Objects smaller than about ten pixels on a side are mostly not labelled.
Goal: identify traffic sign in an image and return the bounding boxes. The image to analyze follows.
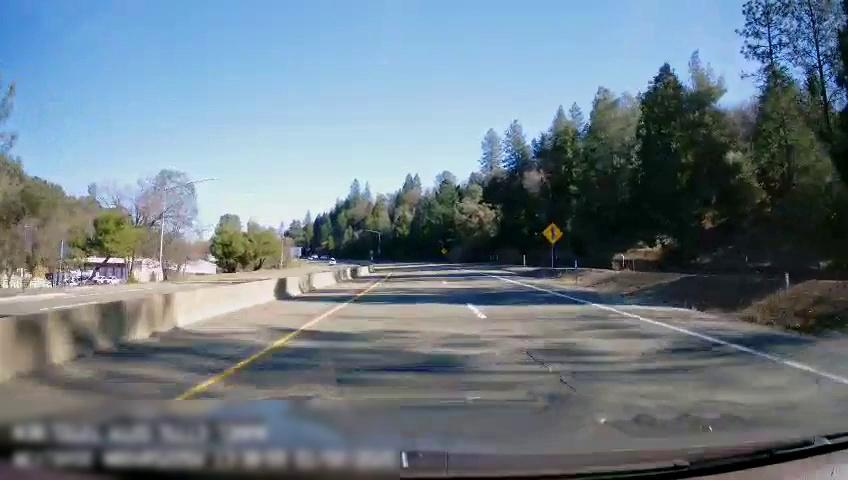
[541,222,564,246]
